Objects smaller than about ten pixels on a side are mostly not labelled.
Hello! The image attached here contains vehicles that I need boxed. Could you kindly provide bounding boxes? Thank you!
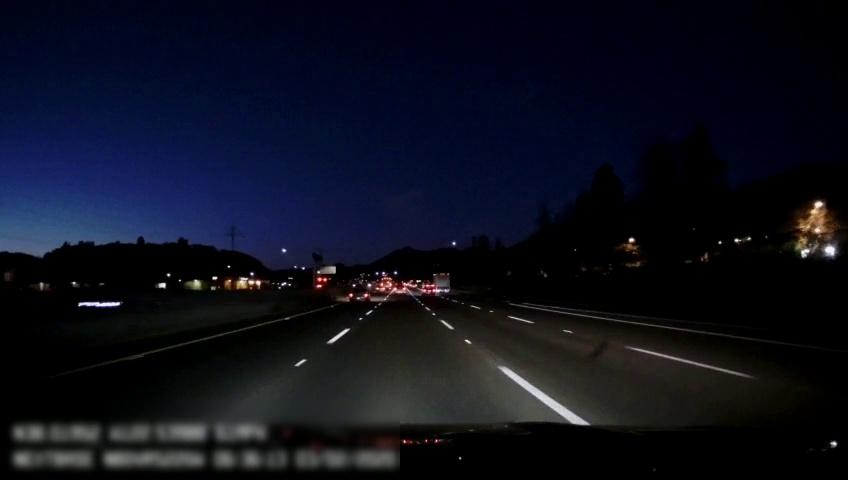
[422,284,435,295]
[348,285,370,303]
[431,273,451,296]
[393,283,407,295]
[374,283,387,294]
